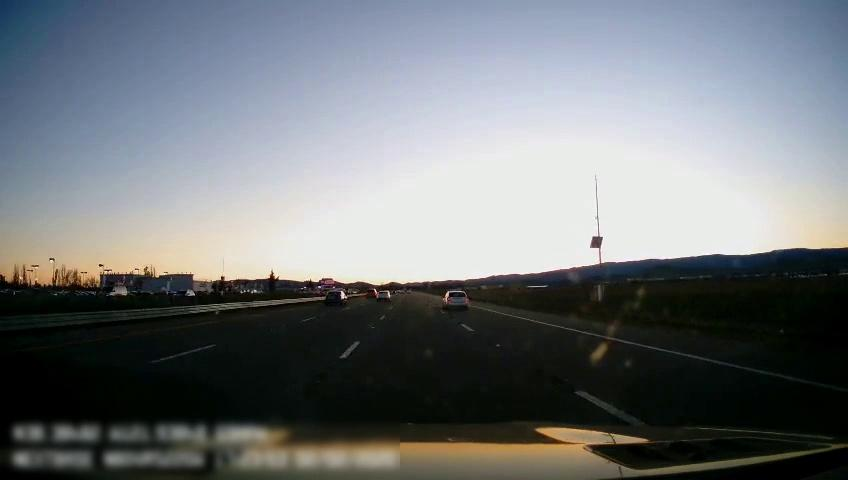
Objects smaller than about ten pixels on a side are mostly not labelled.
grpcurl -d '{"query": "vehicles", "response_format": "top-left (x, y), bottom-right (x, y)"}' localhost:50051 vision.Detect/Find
top-left (442, 291), bottom-right (470, 312)
top-left (376, 290), bottom-right (391, 303)
top-left (95, 284), bottom-right (127, 297)
top-left (365, 289), bottom-right (377, 299)
top-left (173, 288), bottom-right (195, 297)
top-left (325, 290), bottom-right (348, 306)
